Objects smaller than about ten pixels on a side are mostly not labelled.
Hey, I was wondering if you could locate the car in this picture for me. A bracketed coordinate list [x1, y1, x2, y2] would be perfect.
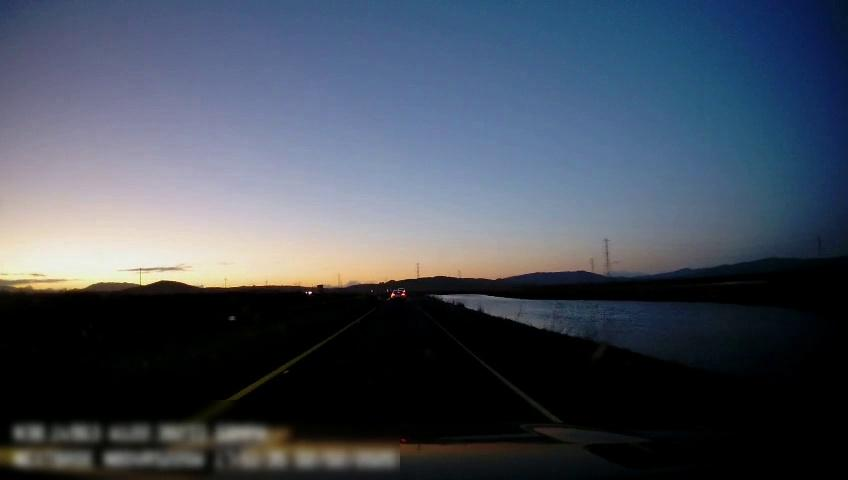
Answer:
[391, 289, 406, 301]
